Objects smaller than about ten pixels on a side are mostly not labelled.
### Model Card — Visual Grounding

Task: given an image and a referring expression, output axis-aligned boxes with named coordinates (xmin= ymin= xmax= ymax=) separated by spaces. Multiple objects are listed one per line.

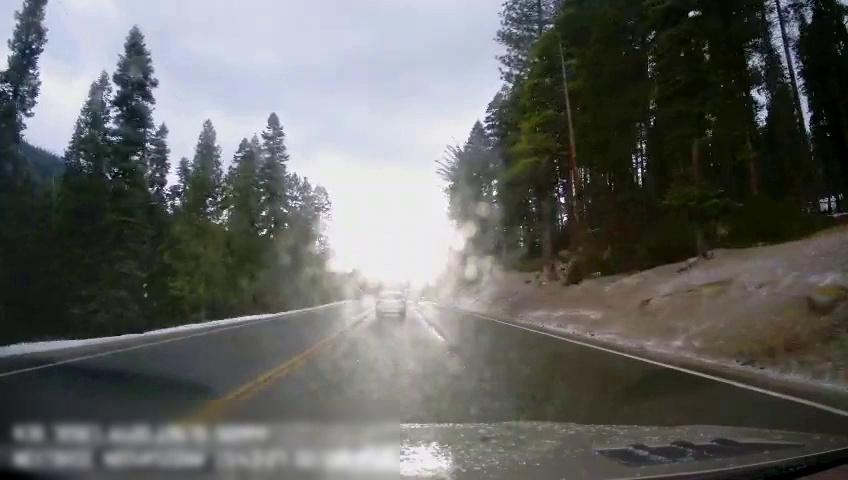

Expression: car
xmin=375 ymin=291 xmax=407 ymax=320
